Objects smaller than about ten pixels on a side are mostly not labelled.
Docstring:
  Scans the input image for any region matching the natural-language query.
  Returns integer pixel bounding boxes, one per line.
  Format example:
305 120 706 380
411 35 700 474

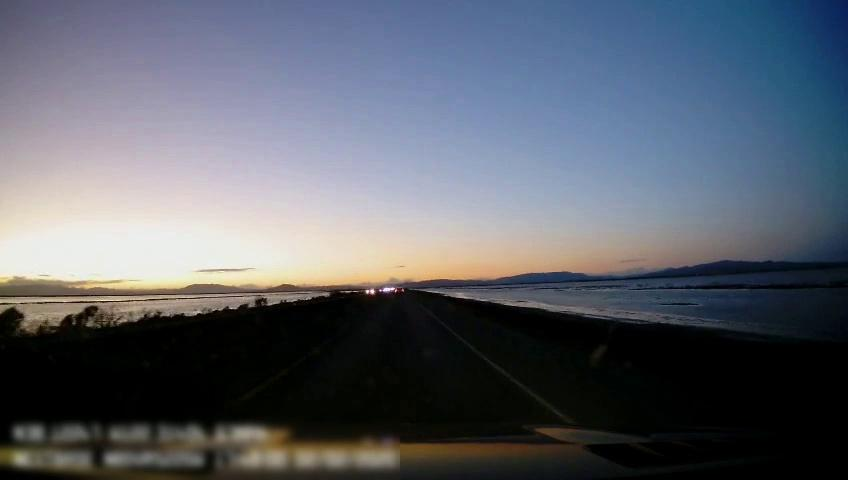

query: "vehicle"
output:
394 287 405 295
